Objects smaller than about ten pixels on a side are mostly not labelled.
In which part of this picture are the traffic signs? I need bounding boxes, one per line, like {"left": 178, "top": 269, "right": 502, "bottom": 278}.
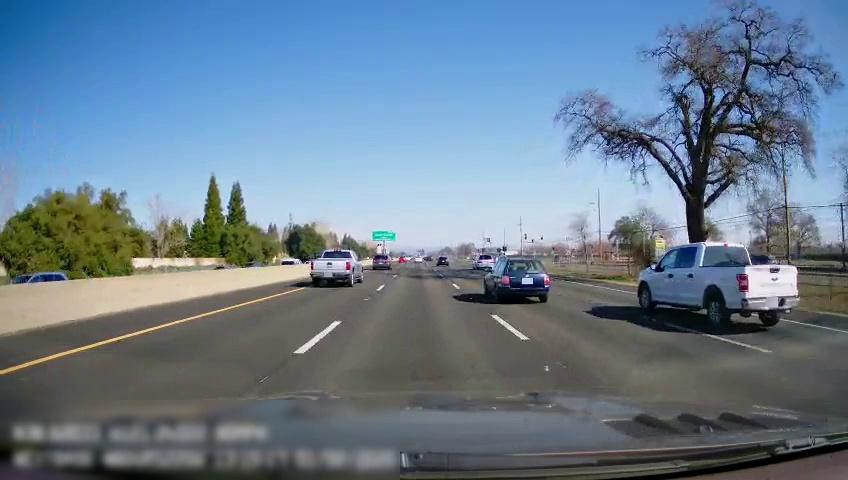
{"left": 371, "top": 229, "right": 397, "bottom": 240}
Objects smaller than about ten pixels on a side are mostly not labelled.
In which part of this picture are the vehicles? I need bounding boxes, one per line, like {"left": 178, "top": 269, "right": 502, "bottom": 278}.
{"left": 11, "top": 271, "right": 69, "bottom": 285}
{"left": 483, "top": 255, "right": 551, "bottom": 304}
{"left": 748, "top": 254, "right": 789, "bottom": 278}
{"left": 472, "top": 254, "right": 493, "bottom": 271}
{"left": 636, "top": 241, "right": 801, "bottom": 332}
{"left": 310, "top": 248, "right": 365, "bottom": 288}
{"left": 372, "top": 254, "right": 392, "bottom": 271}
